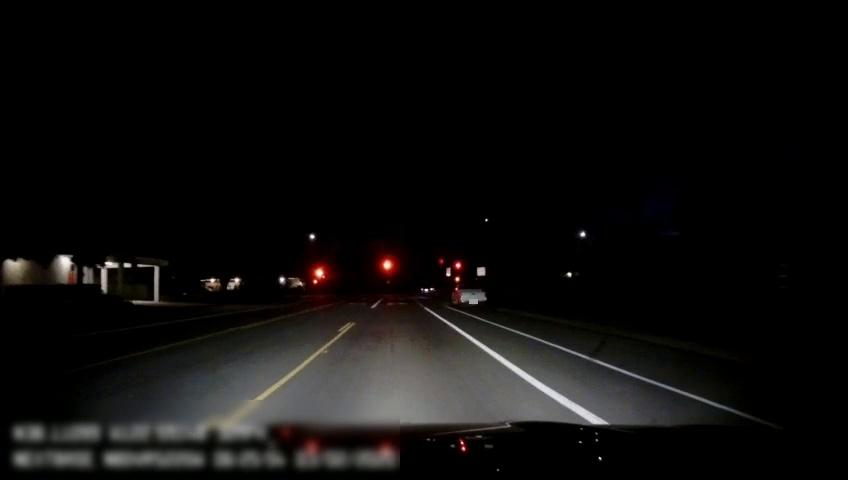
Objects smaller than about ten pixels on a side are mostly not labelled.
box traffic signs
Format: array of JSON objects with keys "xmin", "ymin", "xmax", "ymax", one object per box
[
  {"xmin": 444, "ymin": 267, "xmax": 453, "ymax": 278},
  {"xmin": 476, "ymin": 267, "xmax": 487, "ymax": 277}
]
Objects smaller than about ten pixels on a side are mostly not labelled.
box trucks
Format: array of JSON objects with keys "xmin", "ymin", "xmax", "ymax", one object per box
[{"xmin": 451, "ymin": 283, "xmax": 488, "ymax": 308}]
